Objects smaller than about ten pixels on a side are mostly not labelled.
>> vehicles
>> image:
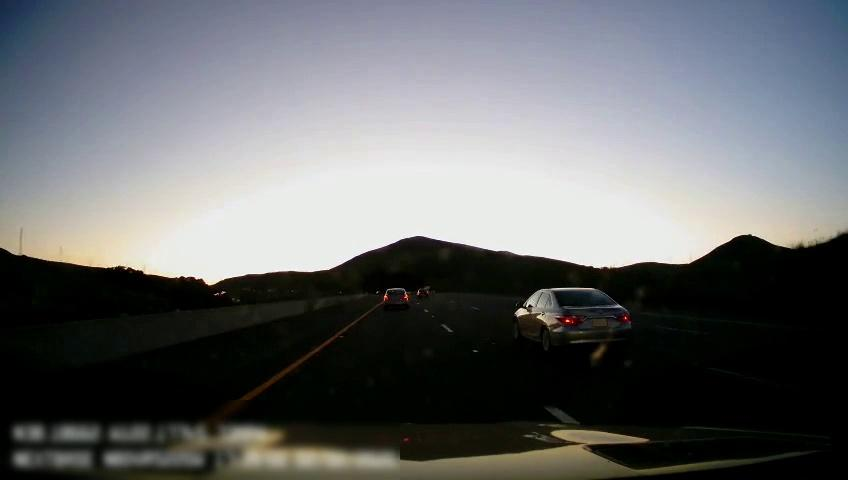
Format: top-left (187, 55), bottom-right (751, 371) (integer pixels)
top-left (513, 288), bottom-right (633, 356)
top-left (416, 289), bottom-right (429, 298)
top-left (383, 288), bottom-right (409, 310)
